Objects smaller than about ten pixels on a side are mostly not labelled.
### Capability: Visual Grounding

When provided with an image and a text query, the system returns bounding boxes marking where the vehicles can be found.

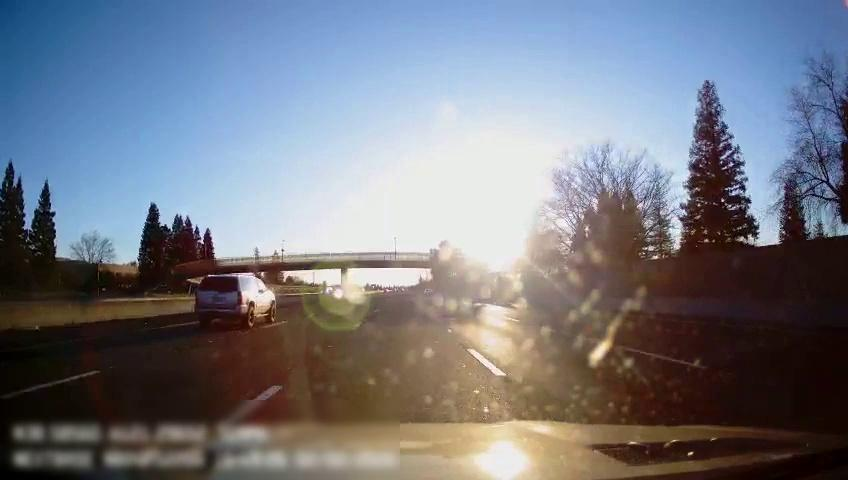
[194,273,278,330]
[423,288,435,297]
